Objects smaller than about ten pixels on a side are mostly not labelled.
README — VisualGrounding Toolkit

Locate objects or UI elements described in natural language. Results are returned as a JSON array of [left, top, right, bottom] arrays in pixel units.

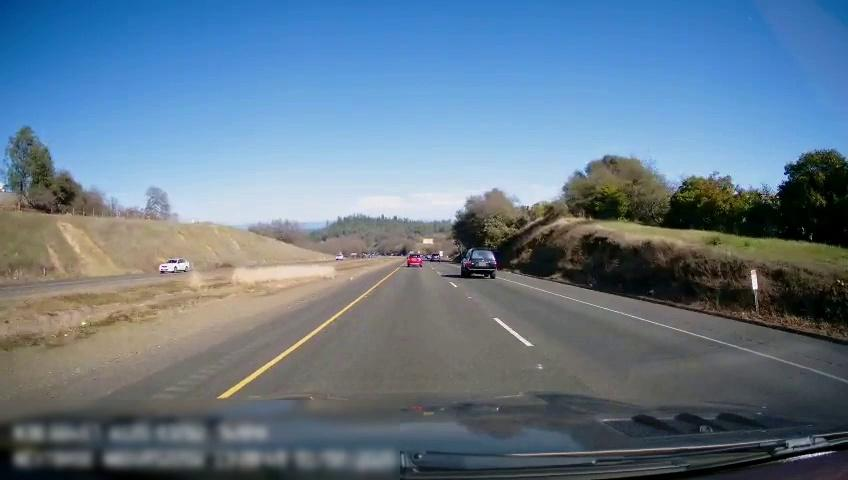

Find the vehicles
[[159, 258, 191, 274], [406, 252, 424, 267], [335, 254, 344, 261], [430, 253, 442, 263], [459, 247, 497, 280]]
